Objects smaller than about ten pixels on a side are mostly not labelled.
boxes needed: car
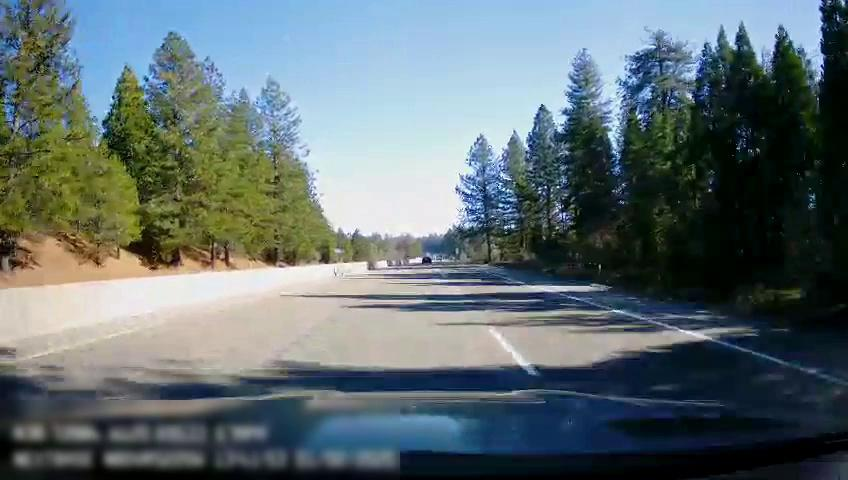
[421,255,432,265]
